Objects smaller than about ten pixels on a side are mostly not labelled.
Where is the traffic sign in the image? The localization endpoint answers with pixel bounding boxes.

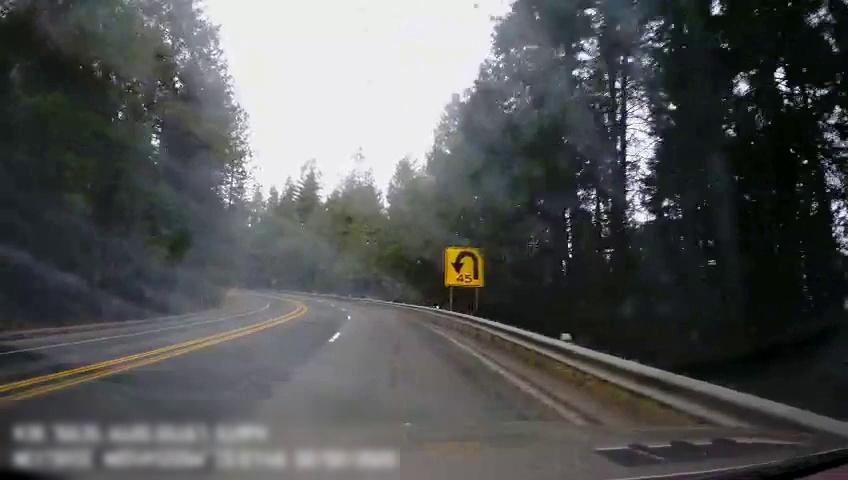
[444,246,484,289]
